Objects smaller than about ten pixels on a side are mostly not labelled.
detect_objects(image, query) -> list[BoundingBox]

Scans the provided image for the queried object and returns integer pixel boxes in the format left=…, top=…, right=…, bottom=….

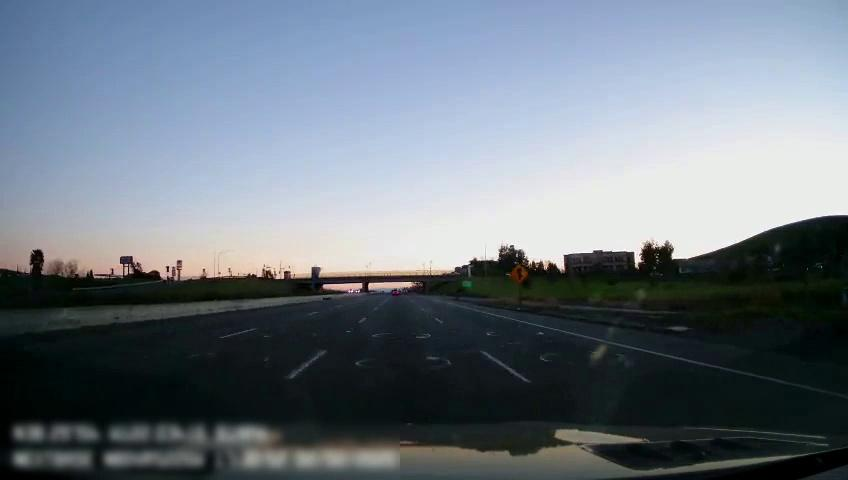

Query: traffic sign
left=510, top=263, right=530, bottom=286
